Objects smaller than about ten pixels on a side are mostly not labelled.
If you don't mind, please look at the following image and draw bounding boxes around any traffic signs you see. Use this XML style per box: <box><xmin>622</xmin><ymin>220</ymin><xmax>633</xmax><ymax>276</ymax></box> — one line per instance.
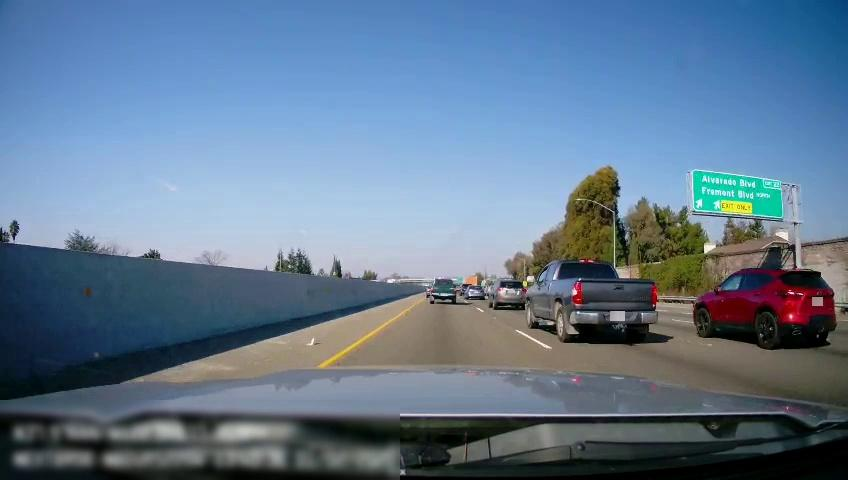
<box><xmin>691</xmin><ymin>169</ymin><xmax>785</xmax><ymax>220</ymax></box>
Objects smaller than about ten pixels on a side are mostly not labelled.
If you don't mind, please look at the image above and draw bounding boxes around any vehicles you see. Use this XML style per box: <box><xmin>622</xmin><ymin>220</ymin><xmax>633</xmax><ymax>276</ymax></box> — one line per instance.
<box><xmin>487</xmin><ymin>279</ymin><xmax>526</xmax><ymax>311</ymax></box>
<box><xmin>459</xmin><ymin>284</ymin><xmax>468</xmax><ymax>296</ymax></box>
<box><xmin>523</xmin><ymin>259</ymin><xmax>658</xmax><ymax>343</ymax></box>
<box><xmin>428</xmin><ymin>278</ymin><xmax>459</xmax><ymax>306</ymax></box>
<box><xmin>463</xmin><ymin>284</ymin><xmax>486</xmax><ymax>300</ymax></box>
<box><xmin>693</xmin><ymin>268</ymin><xmax>838</xmax><ymax>351</ymax></box>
